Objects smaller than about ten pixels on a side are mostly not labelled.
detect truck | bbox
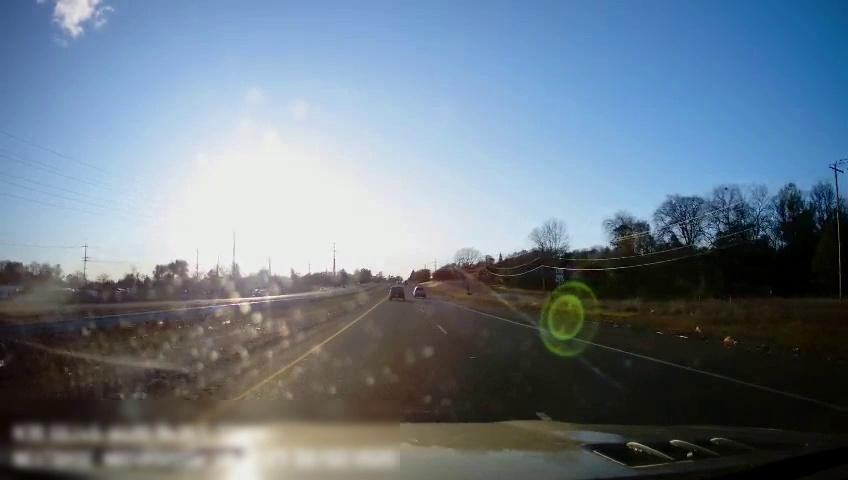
[389,286,405,300]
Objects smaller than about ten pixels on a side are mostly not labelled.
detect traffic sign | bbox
[555,269,564,283]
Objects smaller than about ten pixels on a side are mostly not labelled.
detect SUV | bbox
[413,287,426,298]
